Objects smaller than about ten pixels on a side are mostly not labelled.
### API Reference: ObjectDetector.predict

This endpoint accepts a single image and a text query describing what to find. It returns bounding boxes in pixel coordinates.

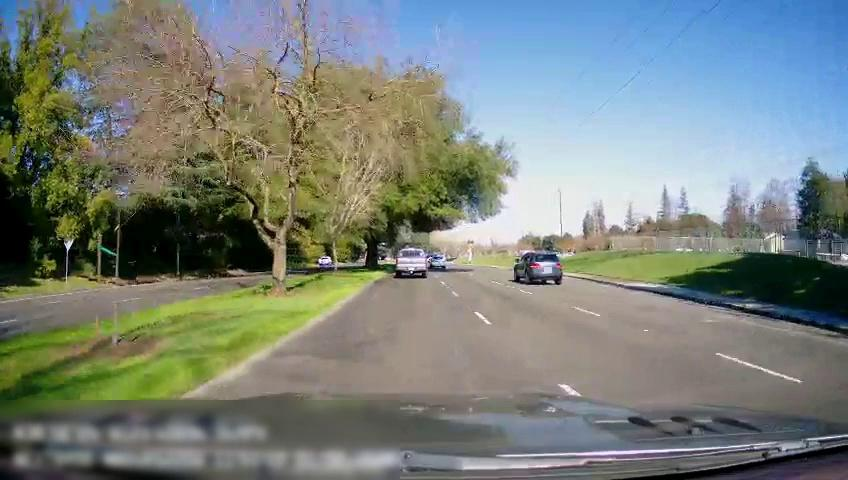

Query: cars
[428,255,447,270]
[318,256,333,266]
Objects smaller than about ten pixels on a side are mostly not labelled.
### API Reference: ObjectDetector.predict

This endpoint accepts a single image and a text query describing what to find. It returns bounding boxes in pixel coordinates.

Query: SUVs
[514,251,563,287]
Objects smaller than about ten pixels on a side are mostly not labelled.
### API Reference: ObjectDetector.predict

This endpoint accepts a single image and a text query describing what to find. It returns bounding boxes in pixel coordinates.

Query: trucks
[396,249,427,278]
